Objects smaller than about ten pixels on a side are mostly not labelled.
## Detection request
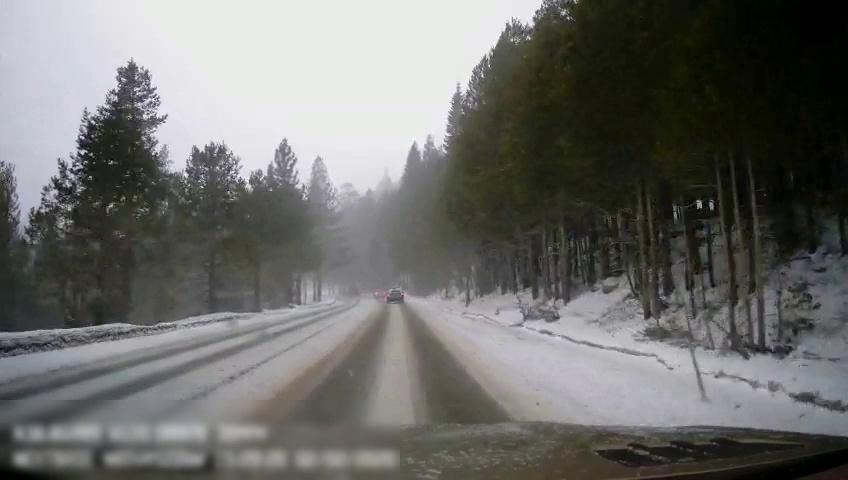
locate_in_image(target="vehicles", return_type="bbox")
[373,288,385,297]
[386,288,404,304]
